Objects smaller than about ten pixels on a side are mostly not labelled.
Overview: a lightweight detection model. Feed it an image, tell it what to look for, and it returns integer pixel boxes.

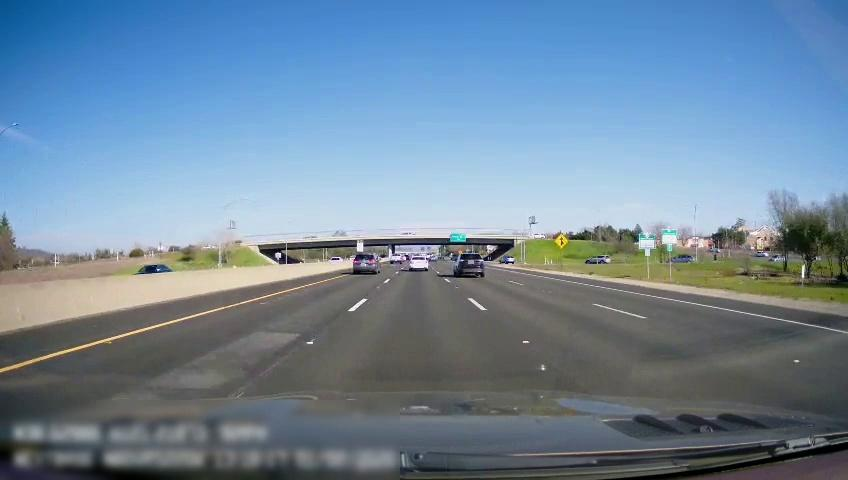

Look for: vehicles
[453,253,485,278]
[668,254,696,265]
[389,253,402,265]
[352,252,382,275]
[132,263,174,275]
[584,255,612,266]
[409,256,429,272]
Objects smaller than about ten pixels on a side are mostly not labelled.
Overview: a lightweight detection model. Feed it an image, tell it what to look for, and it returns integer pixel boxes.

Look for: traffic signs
[449,232,466,244]
[638,233,656,248]
[661,229,678,244]
[553,232,570,248]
